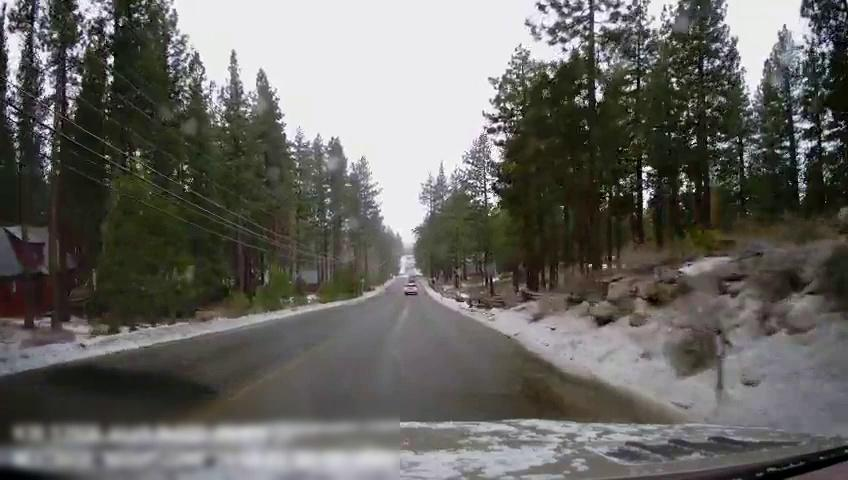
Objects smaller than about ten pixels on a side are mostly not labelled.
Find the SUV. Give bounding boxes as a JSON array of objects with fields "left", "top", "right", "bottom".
[{"left": 402, "top": 281, "right": 419, "bottom": 296}]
